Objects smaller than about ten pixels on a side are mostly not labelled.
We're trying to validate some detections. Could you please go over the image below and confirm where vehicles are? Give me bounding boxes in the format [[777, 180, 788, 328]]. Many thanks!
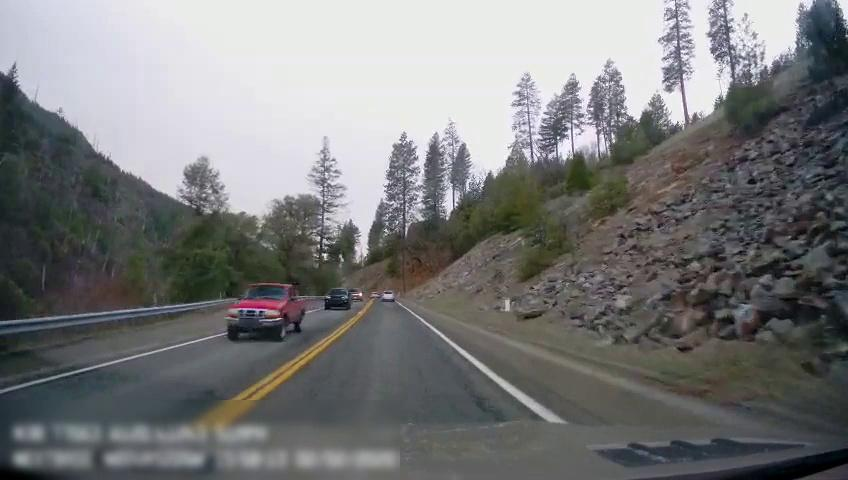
[[324, 287, 353, 311], [347, 288, 365, 302], [224, 283, 307, 342], [382, 290, 395, 302]]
